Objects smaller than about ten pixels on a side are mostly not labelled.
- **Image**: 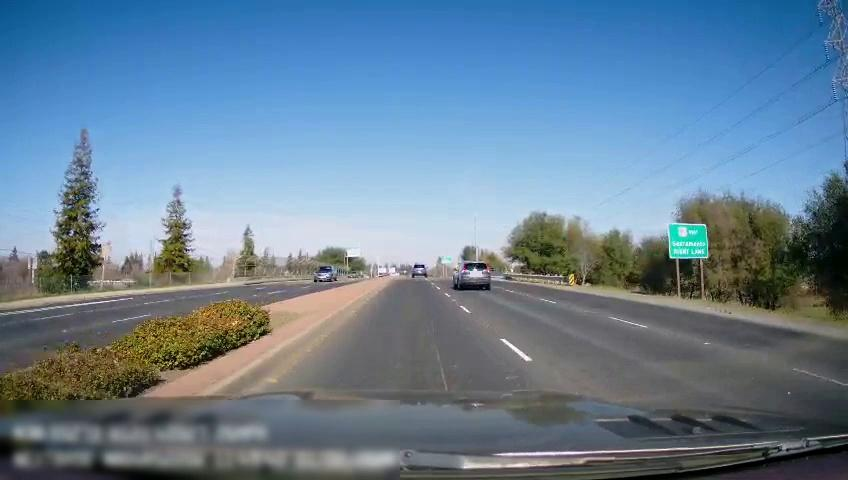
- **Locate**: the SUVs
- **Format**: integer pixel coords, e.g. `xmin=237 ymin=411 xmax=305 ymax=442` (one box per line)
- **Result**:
xmin=451 ymin=259 xmax=491 ymax=291
xmin=411 ymin=264 xmax=428 ymax=278
xmin=313 ymin=265 xmax=338 ymax=283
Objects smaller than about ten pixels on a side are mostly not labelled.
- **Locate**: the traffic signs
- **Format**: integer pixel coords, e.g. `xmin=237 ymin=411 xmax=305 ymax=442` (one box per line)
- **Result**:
xmin=668 ymin=224 xmax=710 ymax=259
